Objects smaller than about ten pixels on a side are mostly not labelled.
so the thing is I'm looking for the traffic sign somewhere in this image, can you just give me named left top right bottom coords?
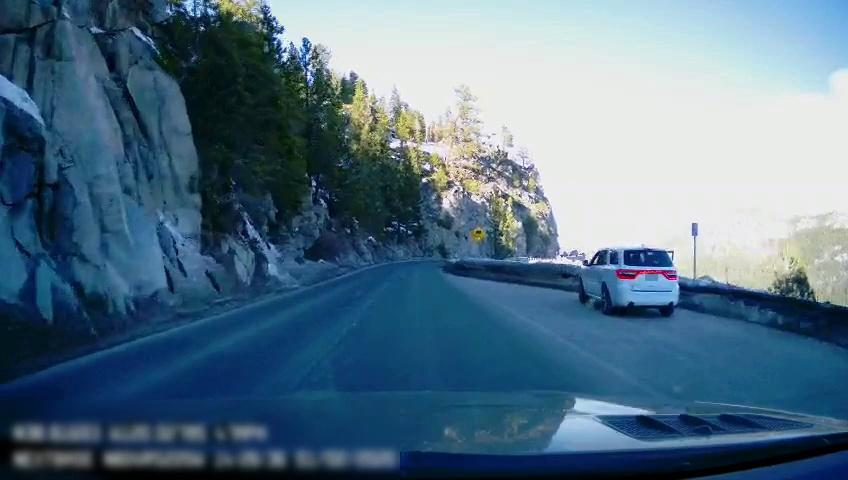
left=470, top=227, right=488, bottom=243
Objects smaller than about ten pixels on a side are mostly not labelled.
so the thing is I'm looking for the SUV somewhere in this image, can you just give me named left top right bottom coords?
left=579, top=246, right=680, bottom=317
